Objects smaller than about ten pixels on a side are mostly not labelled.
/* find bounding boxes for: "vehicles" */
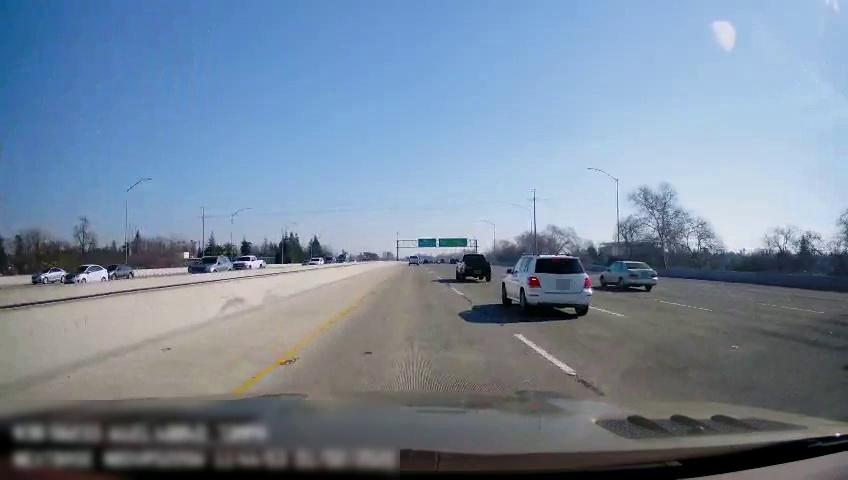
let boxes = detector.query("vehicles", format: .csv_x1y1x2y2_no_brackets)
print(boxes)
63,263,109,285
101,262,135,281
455,253,492,282
31,265,69,285
307,257,325,266
406,255,420,267
188,255,234,275
323,256,338,265
500,252,594,317
338,253,351,263
335,256,348,264
599,260,659,292
232,255,267,270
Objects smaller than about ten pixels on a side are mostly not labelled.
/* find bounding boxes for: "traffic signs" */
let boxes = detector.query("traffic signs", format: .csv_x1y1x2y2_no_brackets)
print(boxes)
438,237,468,248
417,237,437,248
